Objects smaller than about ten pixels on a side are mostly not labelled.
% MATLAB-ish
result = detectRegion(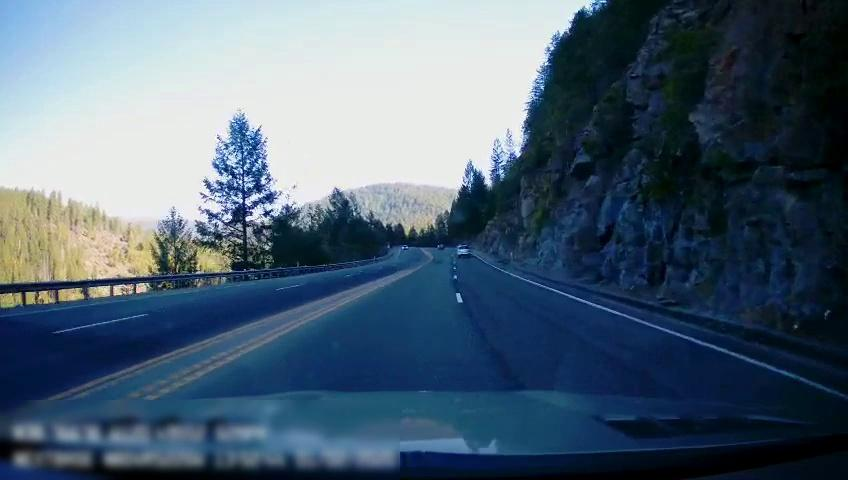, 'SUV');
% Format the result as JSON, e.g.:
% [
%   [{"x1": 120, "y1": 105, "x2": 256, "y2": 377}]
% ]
[{"x1": 456, "y1": 244, "x2": 473, "y2": 258}]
